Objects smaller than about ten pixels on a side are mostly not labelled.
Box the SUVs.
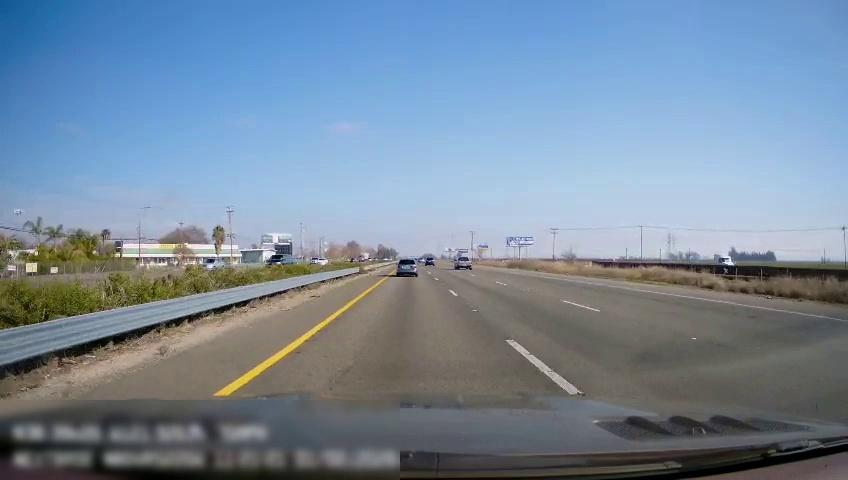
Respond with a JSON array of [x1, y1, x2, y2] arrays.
[[395, 259, 419, 278], [264, 253, 298, 269]]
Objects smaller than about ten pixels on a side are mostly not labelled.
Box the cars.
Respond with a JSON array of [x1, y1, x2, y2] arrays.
[[453, 257, 473, 271], [315, 257, 329, 266], [202, 257, 226, 271], [424, 257, 436, 267]]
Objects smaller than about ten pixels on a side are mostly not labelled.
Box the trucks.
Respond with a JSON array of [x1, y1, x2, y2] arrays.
[[309, 256, 320, 265]]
